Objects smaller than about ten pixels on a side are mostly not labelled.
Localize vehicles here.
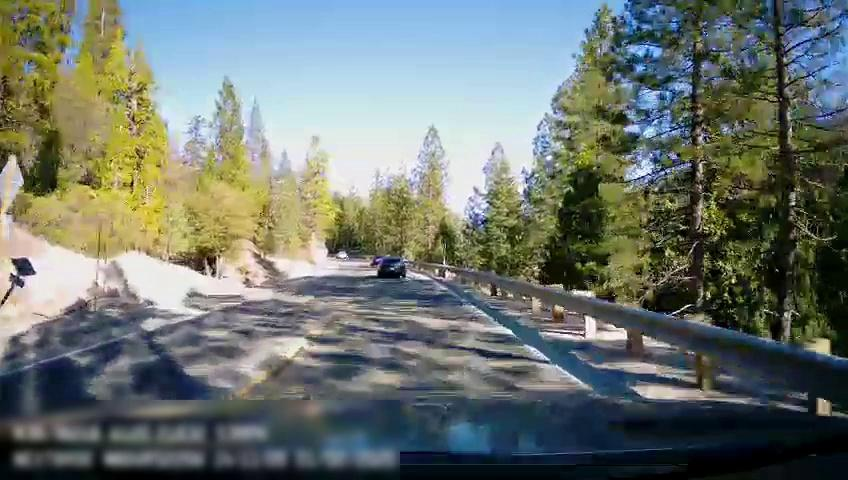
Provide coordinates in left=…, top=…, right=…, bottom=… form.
left=376, top=256, right=406, bottom=279
left=372, top=254, right=387, bottom=265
